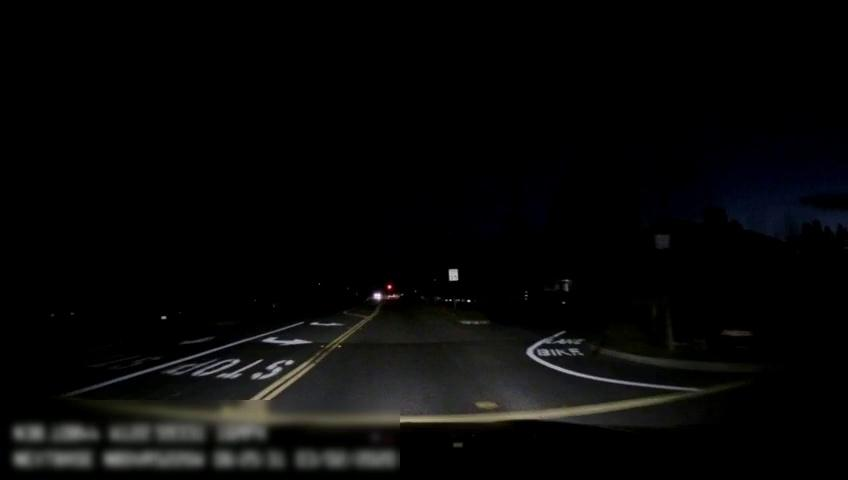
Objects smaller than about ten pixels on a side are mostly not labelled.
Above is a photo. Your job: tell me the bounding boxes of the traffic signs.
[448,268,459,281]
[655,233,670,250]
